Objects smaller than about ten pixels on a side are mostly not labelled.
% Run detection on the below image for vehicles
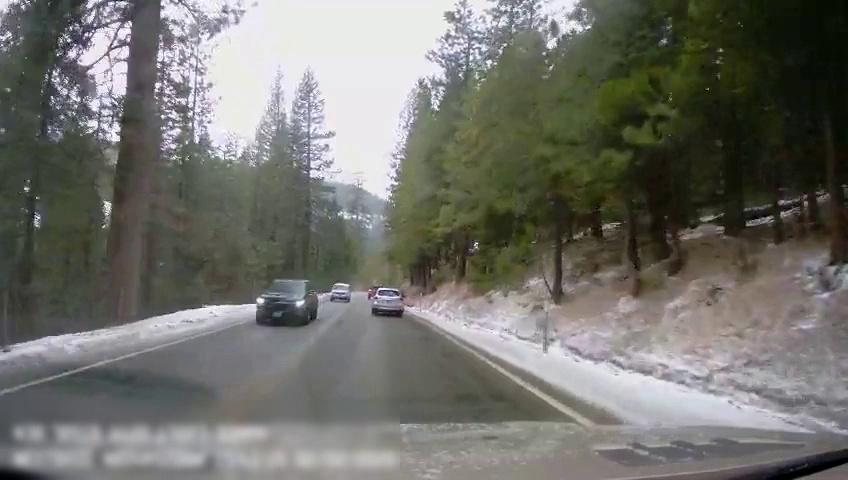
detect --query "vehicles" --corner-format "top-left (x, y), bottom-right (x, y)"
top-left (372, 288), bottom-right (403, 316)
top-left (255, 279), bottom-right (318, 327)
top-left (367, 285), bottom-right (383, 299)
top-left (330, 283), bottom-right (351, 302)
